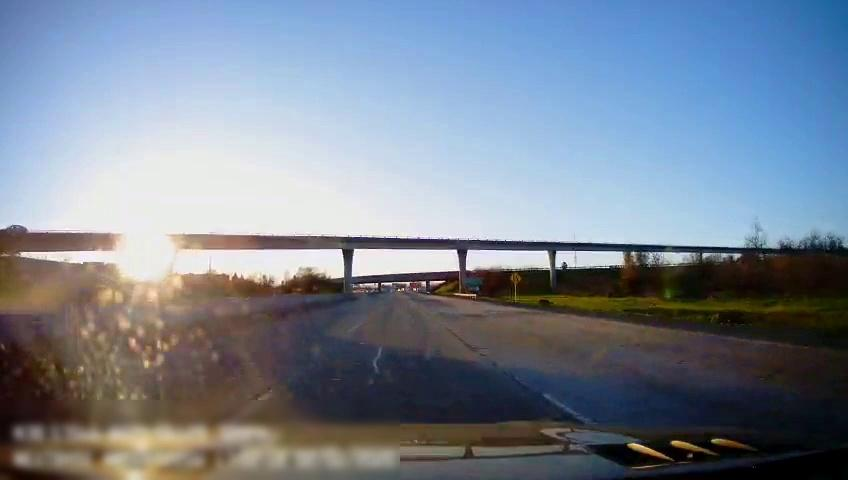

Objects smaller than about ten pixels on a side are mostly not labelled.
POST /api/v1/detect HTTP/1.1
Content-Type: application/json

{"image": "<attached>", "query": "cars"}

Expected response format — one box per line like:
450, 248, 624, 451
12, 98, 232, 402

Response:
0, 224, 28, 234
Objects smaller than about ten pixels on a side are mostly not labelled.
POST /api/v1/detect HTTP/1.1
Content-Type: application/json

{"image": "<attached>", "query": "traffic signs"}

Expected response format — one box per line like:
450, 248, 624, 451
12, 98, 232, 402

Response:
510, 272, 521, 285
466, 278, 483, 286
